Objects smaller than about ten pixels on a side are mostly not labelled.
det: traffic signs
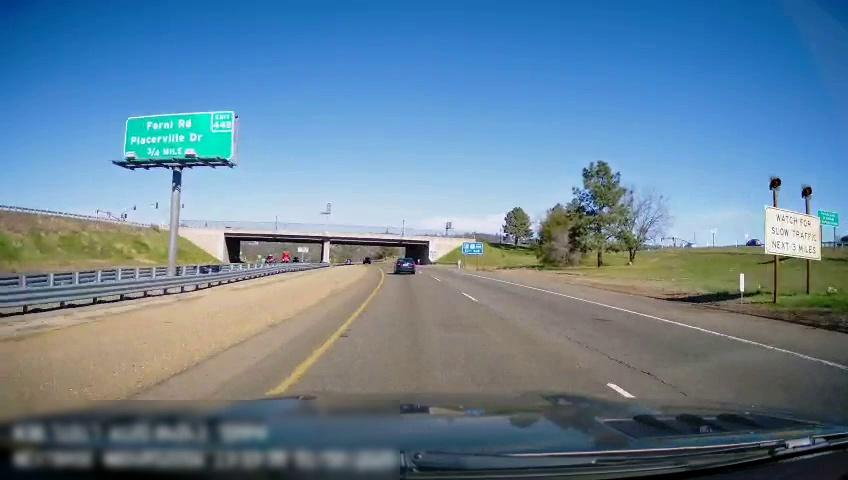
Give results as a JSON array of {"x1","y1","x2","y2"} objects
[
  {"x1": 122, "y1": 111, "x2": 234, "y2": 161},
  {"x1": 461, "y1": 241, "x2": 485, "y2": 256},
  {"x1": 818, "y1": 210, "x2": 840, "y2": 225}
]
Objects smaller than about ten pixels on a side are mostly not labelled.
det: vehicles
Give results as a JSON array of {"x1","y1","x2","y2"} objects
[
  {"x1": 746, "y1": 239, "x2": 760, "y2": 247},
  {"x1": 281, "y1": 250, "x2": 291, "y2": 264},
  {"x1": 363, "y1": 256, "x2": 372, "y2": 264},
  {"x1": 264, "y1": 255, "x2": 275, "y2": 263},
  {"x1": 394, "y1": 256, "x2": 417, "y2": 275}
]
